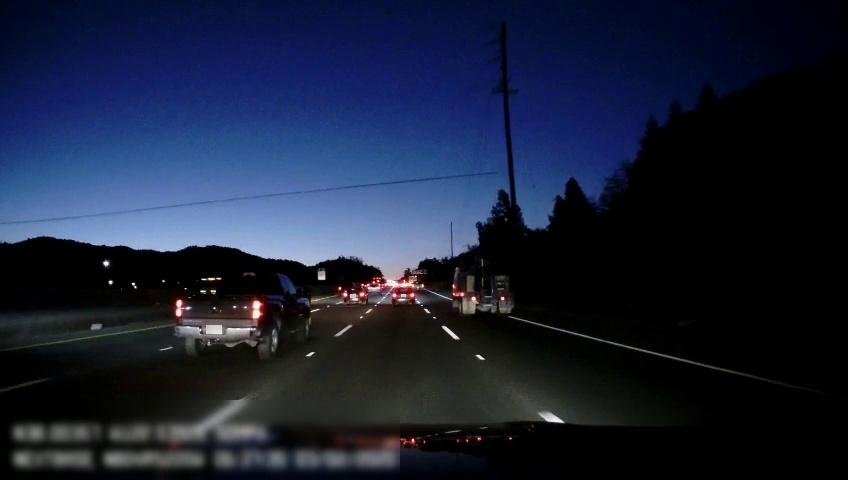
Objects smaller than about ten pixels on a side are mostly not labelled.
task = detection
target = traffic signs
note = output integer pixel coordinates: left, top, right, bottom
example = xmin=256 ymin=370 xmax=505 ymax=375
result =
xmin=318 ymin=267 xmax=326 ymax=280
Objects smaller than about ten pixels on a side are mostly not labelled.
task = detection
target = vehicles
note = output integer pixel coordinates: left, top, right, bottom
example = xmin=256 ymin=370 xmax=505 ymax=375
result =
xmin=450 ymin=268 xmax=515 ymax=317
xmin=175 ymin=272 xmax=314 ymax=360
xmin=411 ymin=281 xmax=425 ymax=291
xmin=391 ymin=284 xmax=415 ymax=305
xmin=368 ymin=281 xmax=384 ymax=294
xmin=341 ymin=285 xmax=369 ymax=306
